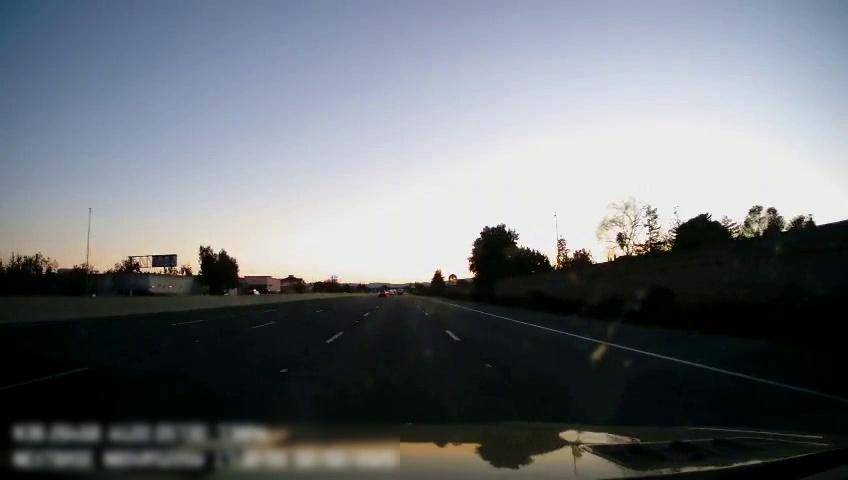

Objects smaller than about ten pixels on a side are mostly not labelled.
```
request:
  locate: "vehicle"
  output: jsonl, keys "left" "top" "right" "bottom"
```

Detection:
{"left": 243, "top": 290, "right": 261, "bottom": 297}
